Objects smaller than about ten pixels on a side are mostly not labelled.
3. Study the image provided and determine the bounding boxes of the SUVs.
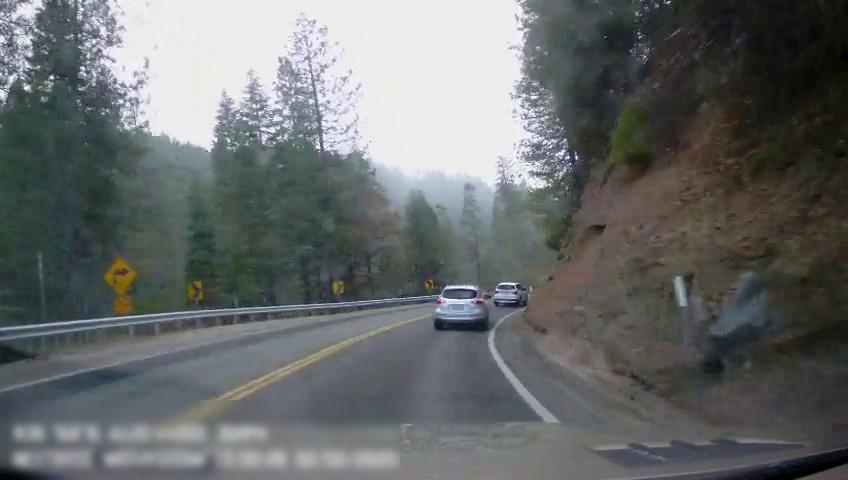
[493,282,528,307]
[434,285,490,330]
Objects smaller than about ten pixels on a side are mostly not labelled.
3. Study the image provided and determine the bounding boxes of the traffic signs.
[104,259,136,296]
[333,281,344,294]
[187,281,203,300]
[113,297,130,314]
